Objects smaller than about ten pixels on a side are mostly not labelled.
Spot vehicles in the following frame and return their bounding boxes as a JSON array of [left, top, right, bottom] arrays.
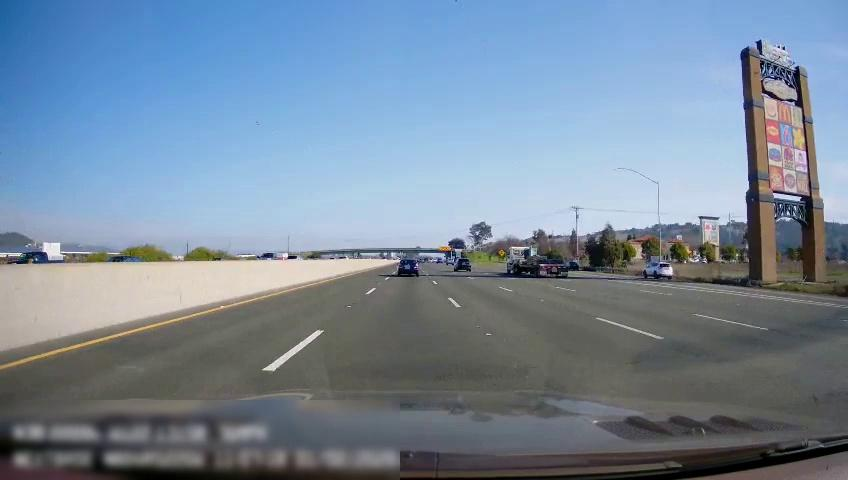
[[398, 260, 418, 276], [285, 254, 304, 261], [505, 246, 570, 279], [454, 259, 472, 272], [103, 255, 144, 264], [642, 261, 674, 280], [256, 252, 286, 262], [7, 251, 65, 265], [569, 261, 579, 271]]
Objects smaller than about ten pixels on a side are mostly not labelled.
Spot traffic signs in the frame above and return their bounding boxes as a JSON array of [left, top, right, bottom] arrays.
[[439, 246, 455, 252]]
